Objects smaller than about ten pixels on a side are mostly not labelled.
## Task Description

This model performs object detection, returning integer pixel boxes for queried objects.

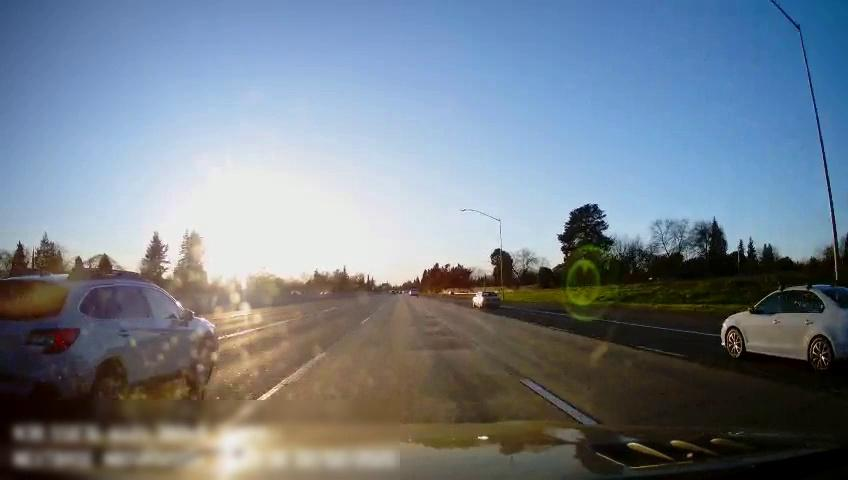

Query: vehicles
[472,291,501,310]
[719,285,848,379]
[408,288,419,297]
[0,273,218,433]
